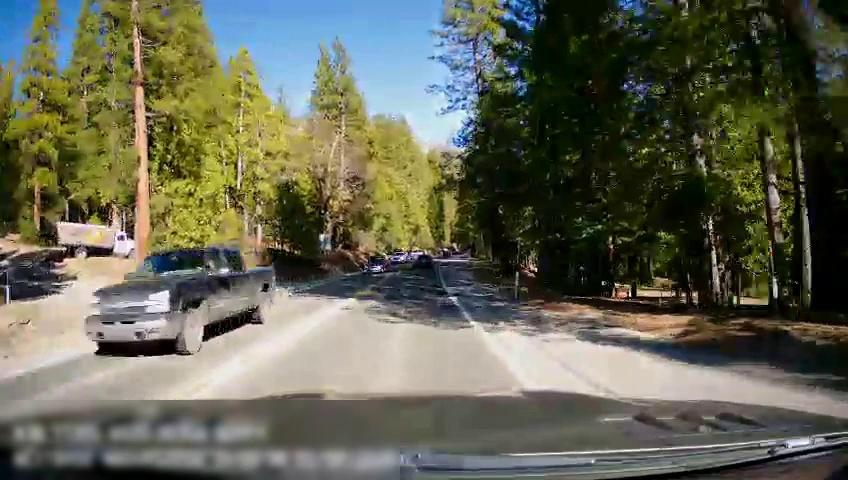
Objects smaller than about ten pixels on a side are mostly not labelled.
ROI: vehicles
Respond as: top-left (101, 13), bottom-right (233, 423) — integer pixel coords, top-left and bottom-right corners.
top-left (391, 251), bottom-right (409, 264)
top-left (416, 254), bottom-right (433, 268)
top-left (83, 246), bottom-right (278, 356)
top-left (56, 221), bottom-right (137, 261)
top-left (406, 252), bottom-right (420, 263)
